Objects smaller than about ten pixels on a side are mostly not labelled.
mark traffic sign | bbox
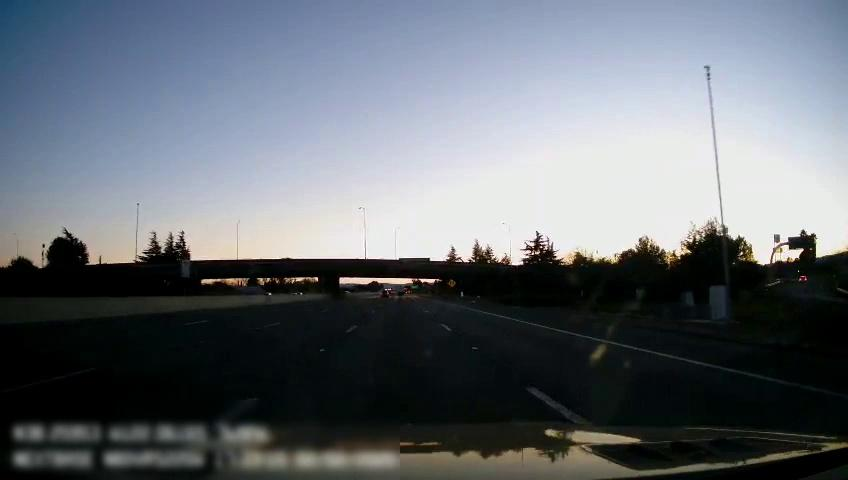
[399,258,431,271]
